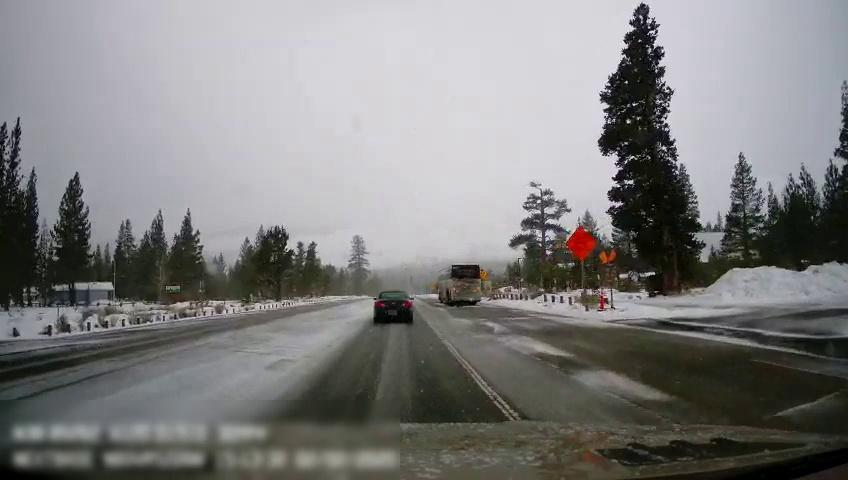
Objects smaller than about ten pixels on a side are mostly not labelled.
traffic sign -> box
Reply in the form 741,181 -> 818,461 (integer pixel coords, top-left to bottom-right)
566,227 -> 597,262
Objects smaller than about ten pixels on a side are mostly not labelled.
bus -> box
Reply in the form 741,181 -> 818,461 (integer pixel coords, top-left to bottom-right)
438,264 -> 481,306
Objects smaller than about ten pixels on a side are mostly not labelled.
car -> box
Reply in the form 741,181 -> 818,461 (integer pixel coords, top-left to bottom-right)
372,290 -> 415,323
